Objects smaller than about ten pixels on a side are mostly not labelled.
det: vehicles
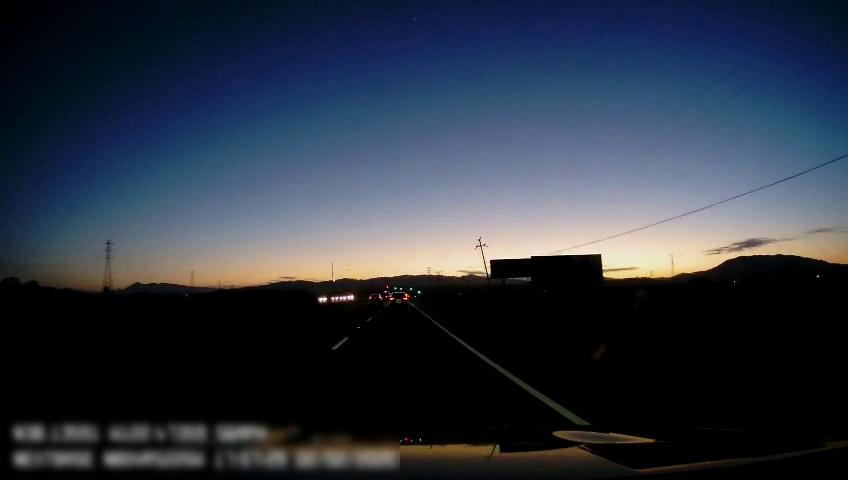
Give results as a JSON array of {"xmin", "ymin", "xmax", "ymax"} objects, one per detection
[
  {"xmin": 368, "ymin": 293, "xmax": 383, "ymax": 305},
  {"xmin": 388, "ymin": 291, "xmax": 407, "ymax": 309},
  {"xmin": 316, "ymin": 294, "xmax": 330, "ymax": 304}
]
